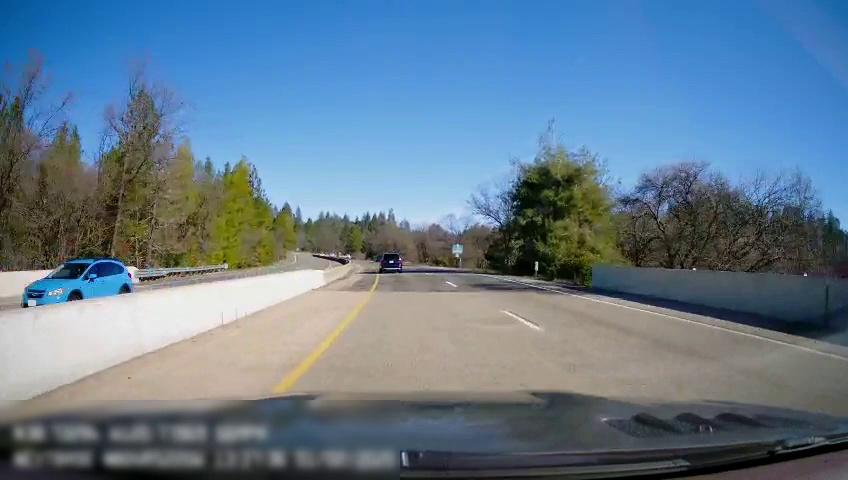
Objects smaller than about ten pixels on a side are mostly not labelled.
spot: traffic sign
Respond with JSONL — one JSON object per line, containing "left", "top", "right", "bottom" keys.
{"left": 451, "top": 243, "right": 463, "bottom": 255}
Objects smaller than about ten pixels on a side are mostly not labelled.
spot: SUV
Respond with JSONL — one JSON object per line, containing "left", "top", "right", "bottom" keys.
{"left": 377, "top": 252, "right": 403, "bottom": 274}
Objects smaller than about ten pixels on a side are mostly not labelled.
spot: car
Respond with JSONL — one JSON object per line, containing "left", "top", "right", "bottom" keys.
{"left": 23, "top": 258, "right": 136, "bottom": 311}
